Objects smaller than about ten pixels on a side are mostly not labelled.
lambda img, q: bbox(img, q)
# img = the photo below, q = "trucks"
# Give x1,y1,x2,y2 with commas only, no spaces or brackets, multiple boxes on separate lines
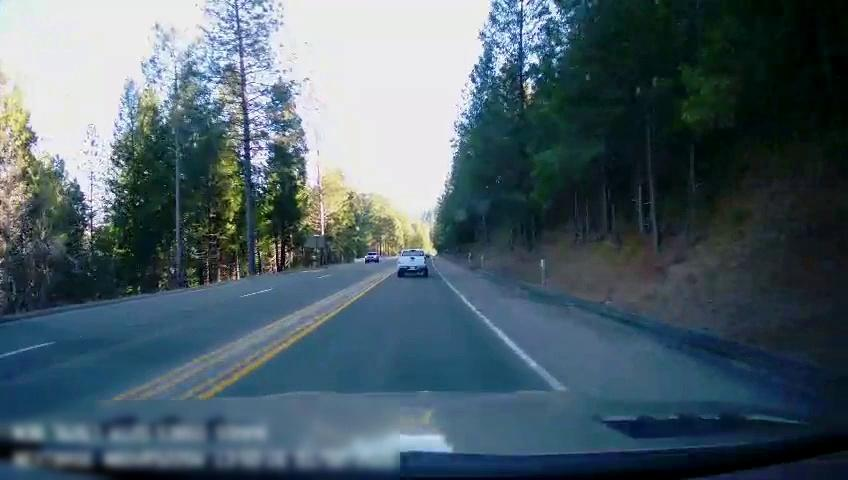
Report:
364,251,380,264
396,248,430,278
